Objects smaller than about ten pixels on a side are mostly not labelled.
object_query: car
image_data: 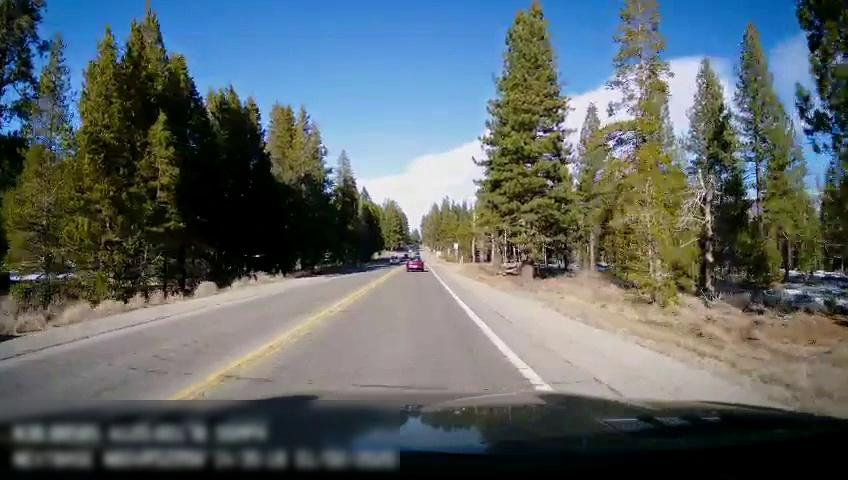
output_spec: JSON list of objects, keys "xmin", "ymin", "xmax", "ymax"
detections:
[{"xmin": 406, "ymin": 255, "xmax": 425, "ymax": 273}]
